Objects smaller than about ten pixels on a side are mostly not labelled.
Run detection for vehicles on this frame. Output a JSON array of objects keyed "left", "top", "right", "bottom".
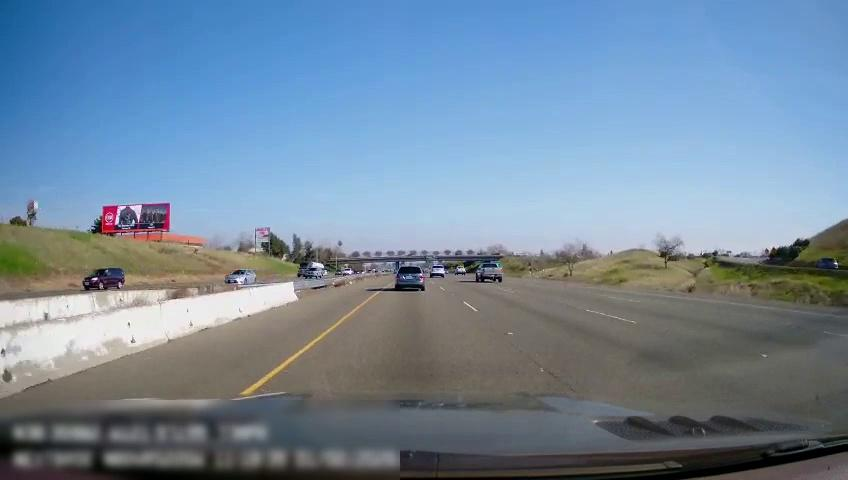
[
  {"left": 343, "top": 267, "right": 354, "bottom": 276},
  {"left": 305, "top": 267, "right": 323, "bottom": 279},
  {"left": 297, "top": 262, "right": 325, "bottom": 277},
  {"left": 393, "top": 265, "right": 427, "bottom": 292},
  {"left": 455, "top": 267, "right": 466, "bottom": 275},
  {"left": 429, "top": 264, "right": 445, "bottom": 278},
  {"left": 815, "top": 257, "right": 838, "bottom": 270},
  {"left": 83, "top": 267, "right": 125, "bottom": 290},
  {"left": 224, "top": 269, "right": 257, "bottom": 286},
  {"left": 475, "top": 263, "right": 503, "bottom": 283}
]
